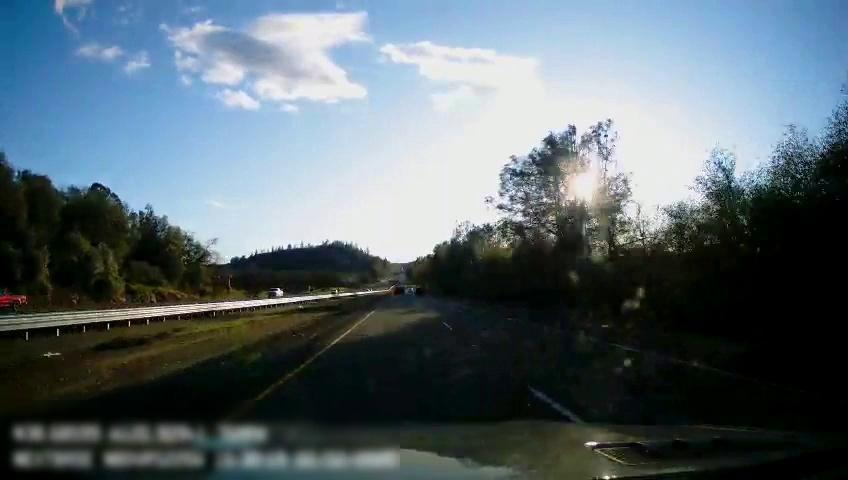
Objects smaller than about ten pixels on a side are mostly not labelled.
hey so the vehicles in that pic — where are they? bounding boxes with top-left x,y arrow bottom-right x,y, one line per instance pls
415,286 -> 427,296
267,287 -> 284,299
0,285 -> 28,313
393,285 -> 405,295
